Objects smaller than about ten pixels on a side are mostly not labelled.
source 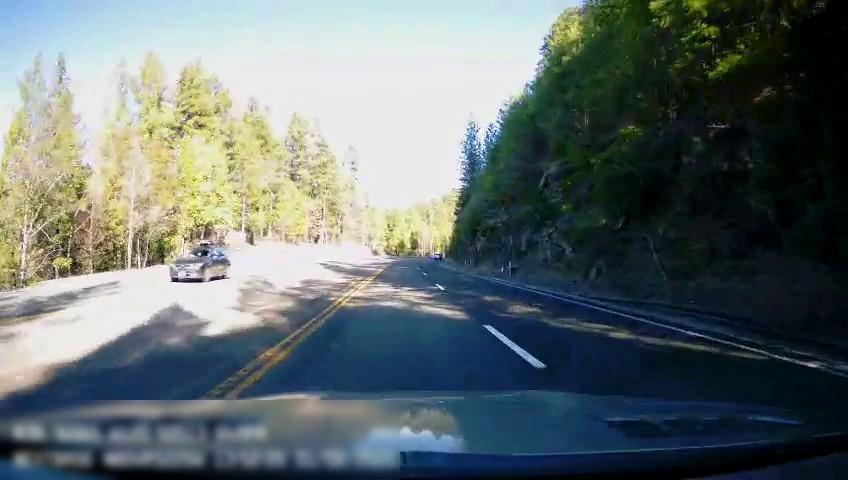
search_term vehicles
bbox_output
[431,250,444,260]
[168,247,233,283]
